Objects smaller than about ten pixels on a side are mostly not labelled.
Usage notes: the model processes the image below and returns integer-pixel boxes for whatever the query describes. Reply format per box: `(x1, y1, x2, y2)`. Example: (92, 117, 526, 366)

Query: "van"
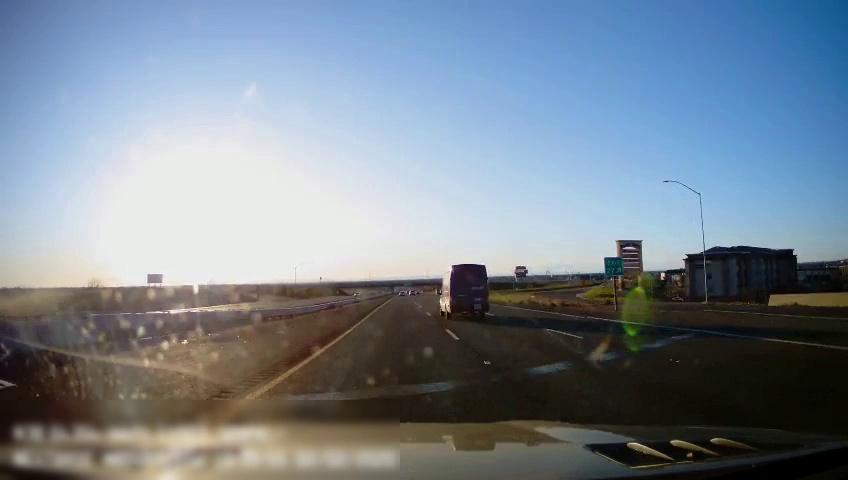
(436, 264, 489, 321)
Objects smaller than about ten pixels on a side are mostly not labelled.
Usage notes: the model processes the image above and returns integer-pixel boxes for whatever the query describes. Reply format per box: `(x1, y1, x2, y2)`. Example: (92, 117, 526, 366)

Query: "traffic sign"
(604, 256, 625, 277)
